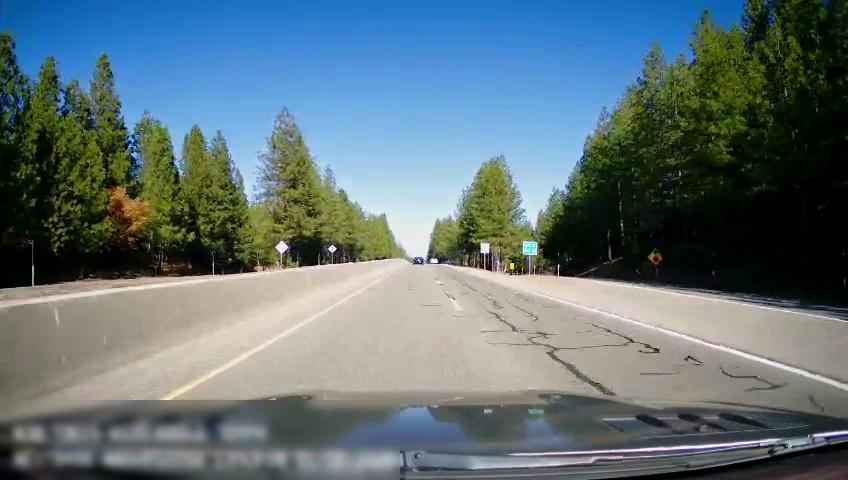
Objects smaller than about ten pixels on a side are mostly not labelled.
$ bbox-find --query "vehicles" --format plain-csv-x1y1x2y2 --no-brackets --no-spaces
413,256,425,266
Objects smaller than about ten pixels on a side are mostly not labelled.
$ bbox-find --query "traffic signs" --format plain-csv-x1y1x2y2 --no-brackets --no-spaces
522,241,538,256
480,242,490,254
647,247,664,265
